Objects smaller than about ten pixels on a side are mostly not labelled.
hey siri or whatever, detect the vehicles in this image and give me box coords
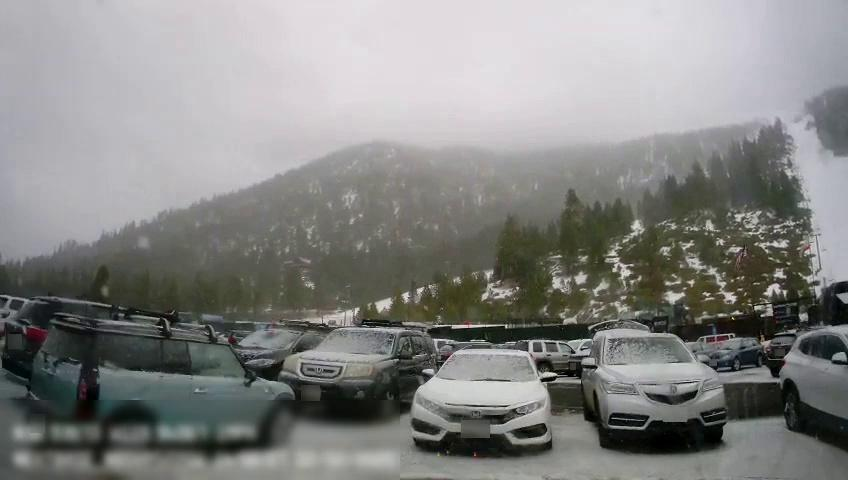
[433,338,457,349]
[0,293,30,340]
[765,332,799,377]
[410,350,560,458]
[1,299,120,382]
[697,337,764,372]
[566,346,592,378]
[513,339,576,372]
[22,315,296,467]
[277,326,437,424]
[580,329,729,450]
[232,325,329,381]
[777,323,848,432]
[437,342,519,368]
[566,339,592,351]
